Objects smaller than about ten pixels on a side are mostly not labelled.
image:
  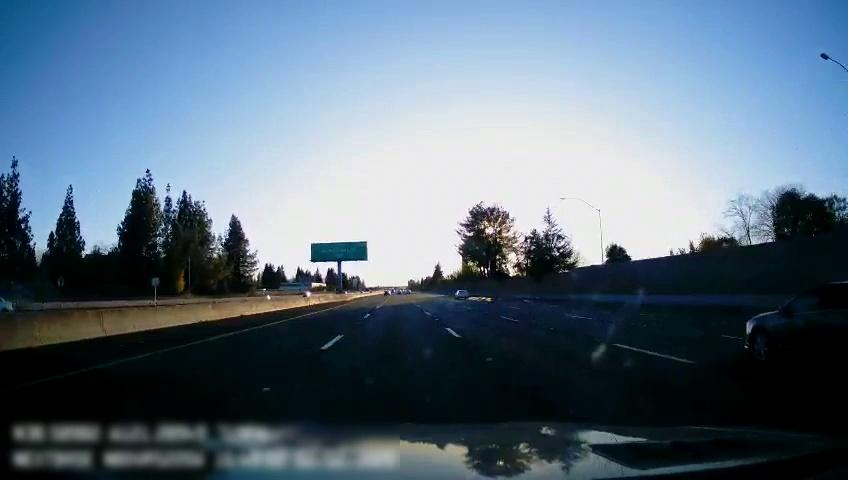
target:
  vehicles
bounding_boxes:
[742,282,848,373]
[0,297,14,312]
[454,289,469,300]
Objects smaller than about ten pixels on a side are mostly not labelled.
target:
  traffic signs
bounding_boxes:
[309,241,368,263]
